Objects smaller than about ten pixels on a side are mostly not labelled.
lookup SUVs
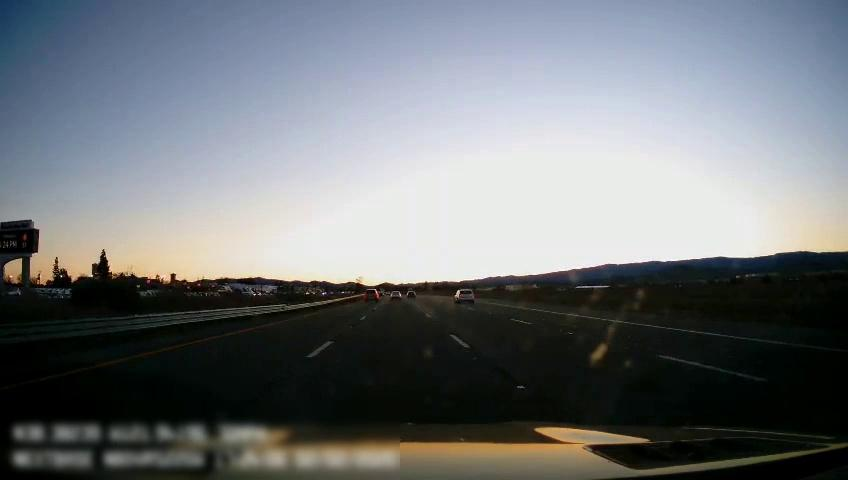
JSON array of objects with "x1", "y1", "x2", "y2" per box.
[
  {"x1": 454, "y1": 289, "x2": 475, "y2": 305},
  {"x1": 364, "y1": 289, "x2": 379, "y2": 303}
]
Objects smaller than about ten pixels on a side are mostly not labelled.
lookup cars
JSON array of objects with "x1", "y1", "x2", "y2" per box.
[
  {"x1": 406, "y1": 290, "x2": 417, "y2": 299},
  {"x1": 390, "y1": 291, "x2": 402, "y2": 301}
]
